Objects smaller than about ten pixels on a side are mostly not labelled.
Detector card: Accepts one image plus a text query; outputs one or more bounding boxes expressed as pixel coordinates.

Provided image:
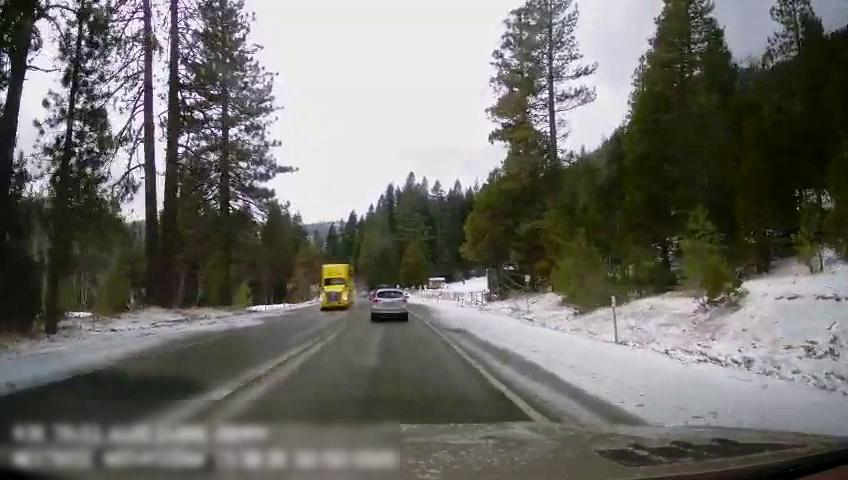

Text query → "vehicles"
[316,264,353,311]
[372,286,393,299]
[371,289,409,321]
